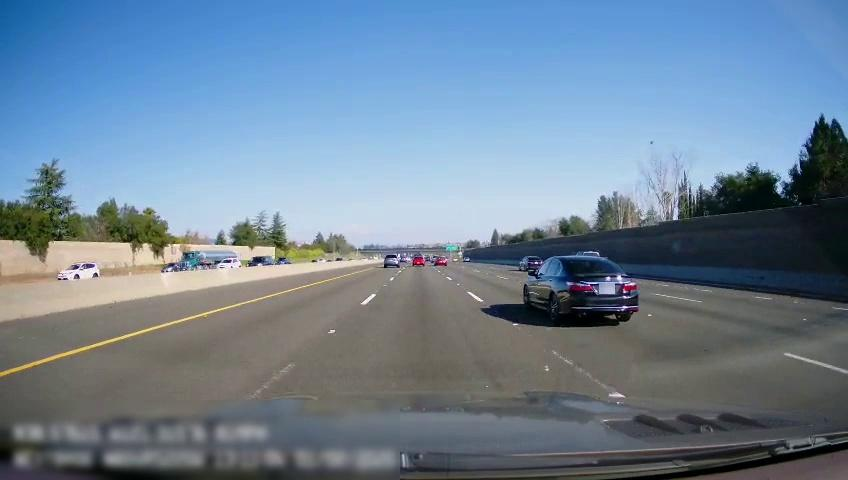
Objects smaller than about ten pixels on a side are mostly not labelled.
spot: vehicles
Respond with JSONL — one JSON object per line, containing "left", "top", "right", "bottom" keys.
{"left": 276, "top": 258, "right": 289, "bottom": 267}
{"left": 411, "top": 255, "right": 426, "bottom": 266}
{"left": 382, "top": 253, "right": 402, "bottom": 269}
{"left": 430, "top": 255, "right": 437, "bottom": 263}
{"left": 246, "top": 256, "right": 275, "bottom": 268}
{"left": 56, "top": 262, "right": 100, "bottom": 282}
{"left": 521, "top": 255, "right": 641, "bottom": 326}
{"left": 213, "top": 257, "right": 242, "bottom": 270}
{"left": 160, "top": 262, "right": 183, "bottom": 273}
{"left": 516, "top": 255, "right": 544, "bottom": 271}
{"left": 576, "top": 252, "right": 600, "bottom": 257}
{"left": 181, "top": 250, "right": 239, "bottom": 271}
{"left": 432, "top": 257, "right": 448, "bottom": 268}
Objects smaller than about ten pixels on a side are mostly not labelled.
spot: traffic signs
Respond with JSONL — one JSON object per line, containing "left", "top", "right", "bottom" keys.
{"left": 446, "top": 244, "right": 462, "bottom": 252}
